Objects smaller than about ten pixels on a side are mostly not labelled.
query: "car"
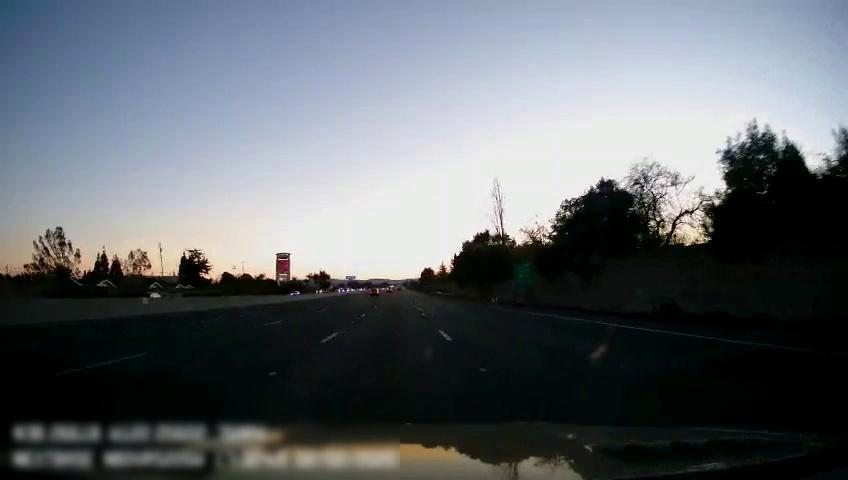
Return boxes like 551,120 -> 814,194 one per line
289,291 -> 301,296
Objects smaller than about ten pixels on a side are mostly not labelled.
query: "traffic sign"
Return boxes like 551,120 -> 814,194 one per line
514,263 -> 536,287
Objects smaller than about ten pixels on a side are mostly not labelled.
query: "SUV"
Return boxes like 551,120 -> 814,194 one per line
137,293 -> 161,300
